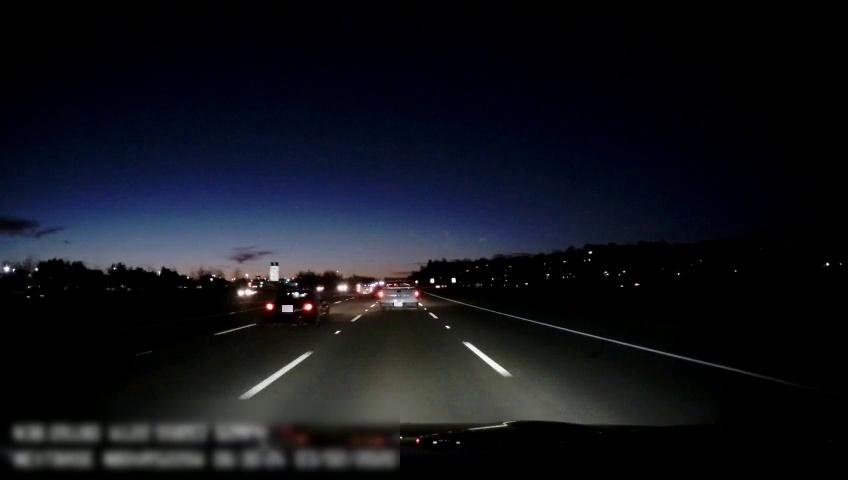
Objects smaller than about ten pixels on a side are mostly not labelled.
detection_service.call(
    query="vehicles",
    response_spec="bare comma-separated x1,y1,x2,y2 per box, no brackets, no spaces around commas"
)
378,281,420,313
236,286,256,299
265,284,332,332
355,281,376,300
